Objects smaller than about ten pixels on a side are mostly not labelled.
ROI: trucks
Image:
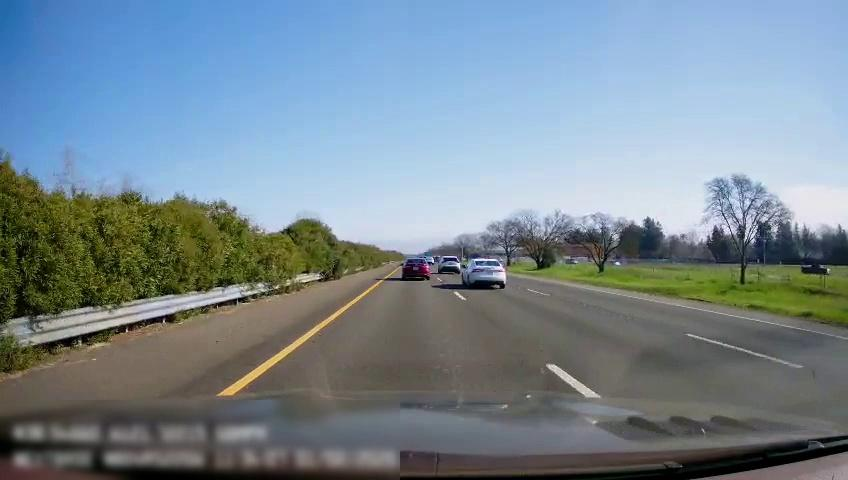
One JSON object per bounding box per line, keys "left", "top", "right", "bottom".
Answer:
{"left": 799, "top": 264, "right": 831, "bottom": 276}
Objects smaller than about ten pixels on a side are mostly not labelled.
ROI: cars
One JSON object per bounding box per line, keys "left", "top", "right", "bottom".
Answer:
{"left": 461, "top": 258, "right": 506, "bottom": 289}
{"left": 398, "top": 258, "right": 431, "bottom": 281}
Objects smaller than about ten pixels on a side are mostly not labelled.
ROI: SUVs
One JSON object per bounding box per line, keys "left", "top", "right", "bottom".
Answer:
{"left": 438, "top": 257, "right": 460, "bottom": 274}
